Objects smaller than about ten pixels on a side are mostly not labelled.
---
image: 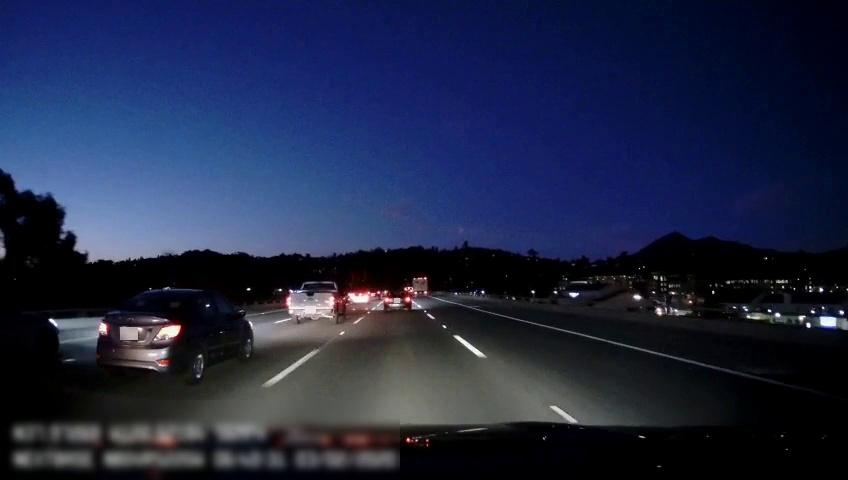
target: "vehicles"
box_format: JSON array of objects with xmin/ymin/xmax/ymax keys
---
[
  {"xmin": 367, "ymin": 288, "xmax": 381, "ymax": 300},
  {"xmin": 412, "ymin": 277, "xmax": 428, "ymax": 297},
  {"xmin": 96, "ymin": 289, "xmax": 254, "ymax": 385},
  {"xmin": 383, "ymin": 289, "xmax": 412, "ymax": 313},
  {"xmin": 288, "ymin": 281, "xmax": 349, "ymax": 325},
  {"xmin": 0, "ymin": 301, "xmax": 61, "ymax": 357},
  {"xmin": 352, "ymin": 291, "xmax": 372, "ymax": 305}
]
